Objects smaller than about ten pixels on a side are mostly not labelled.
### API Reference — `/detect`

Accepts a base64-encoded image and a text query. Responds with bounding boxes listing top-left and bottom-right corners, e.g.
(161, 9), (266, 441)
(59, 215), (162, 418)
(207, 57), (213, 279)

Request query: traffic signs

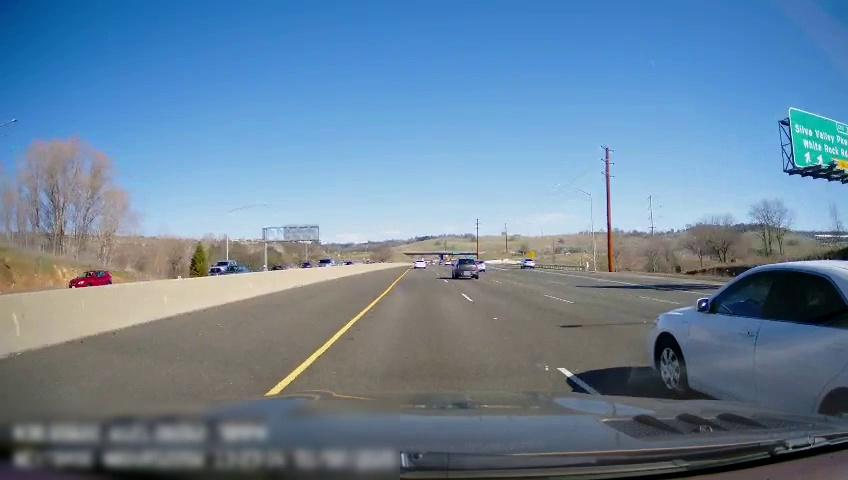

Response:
(789, 105), (848, 178)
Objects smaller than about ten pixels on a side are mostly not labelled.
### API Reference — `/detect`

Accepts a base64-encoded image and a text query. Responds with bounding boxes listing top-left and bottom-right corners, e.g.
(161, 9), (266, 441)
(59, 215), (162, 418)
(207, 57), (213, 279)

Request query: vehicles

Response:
(223, 265), (249, 275)
(207, 260), (238, 276)
(68, 270), (114, 289)
(317, 259), (336, 267)
(451, 258), (479, 279)
(651, 260), (848, 417)
(267, 263), (288, 270)
(296, 262), (313, 268)
(520, 257), (535, 269)
(414, 259), (426, 269)
(475, 260), (485, 272)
